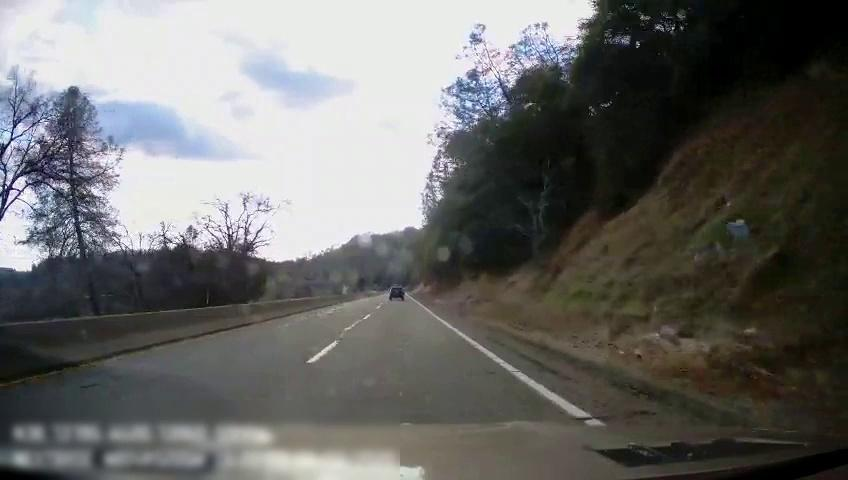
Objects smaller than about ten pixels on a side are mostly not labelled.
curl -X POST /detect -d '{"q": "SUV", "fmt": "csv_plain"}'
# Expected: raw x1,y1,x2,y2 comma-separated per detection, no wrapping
389,283,405,301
